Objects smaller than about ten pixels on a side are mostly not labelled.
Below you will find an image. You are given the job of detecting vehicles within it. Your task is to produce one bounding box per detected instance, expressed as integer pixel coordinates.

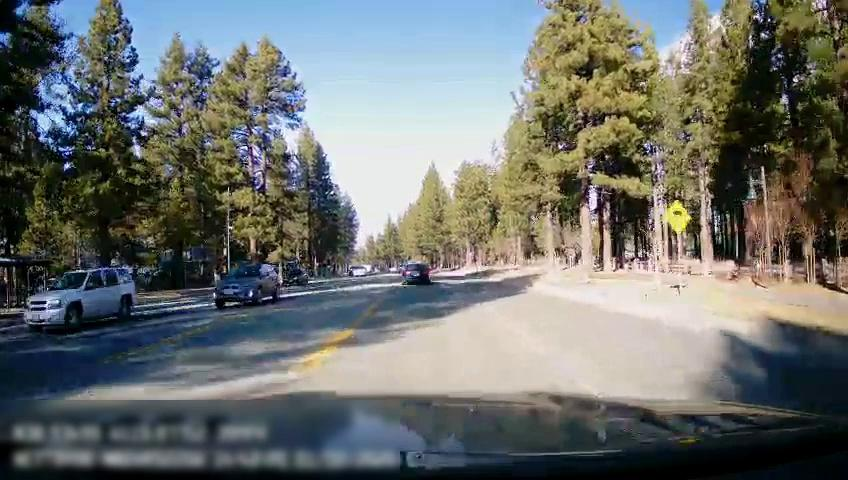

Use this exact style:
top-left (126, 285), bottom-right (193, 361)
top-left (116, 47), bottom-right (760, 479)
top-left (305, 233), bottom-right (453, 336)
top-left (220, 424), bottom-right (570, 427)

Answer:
top-left (23, 267), bottom-right (137, 334)
top-left (213, 264), bottom-right (280, 312)
top-left (349, 266), bottom-right (368, 280)
top-left (286, 270), bottom-right (312, 288)
top-left (399, 263), bottom-right (428, 286)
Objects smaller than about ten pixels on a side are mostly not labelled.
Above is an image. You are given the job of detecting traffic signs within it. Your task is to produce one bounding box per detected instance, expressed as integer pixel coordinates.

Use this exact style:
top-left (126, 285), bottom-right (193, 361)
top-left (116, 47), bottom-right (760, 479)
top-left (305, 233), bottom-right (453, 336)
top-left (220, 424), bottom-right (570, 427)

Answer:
top-left (664, 199), bottom-right (695, 233)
